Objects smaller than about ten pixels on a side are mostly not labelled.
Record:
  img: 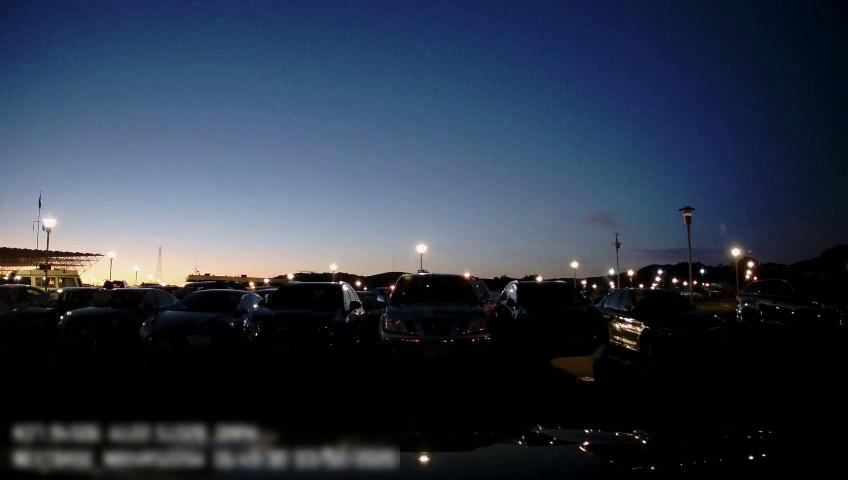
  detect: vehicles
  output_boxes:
[737,276,848,345]
[491,278,614,366]
[52,287,179,355]
[590,288,738,371]
[0,266,82,294]
[3,288,109,337]
[0,283,47,323]
[137,288,266,365]
[373,271,503,381]
[102,279,129,290]
[240,279,372,373]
